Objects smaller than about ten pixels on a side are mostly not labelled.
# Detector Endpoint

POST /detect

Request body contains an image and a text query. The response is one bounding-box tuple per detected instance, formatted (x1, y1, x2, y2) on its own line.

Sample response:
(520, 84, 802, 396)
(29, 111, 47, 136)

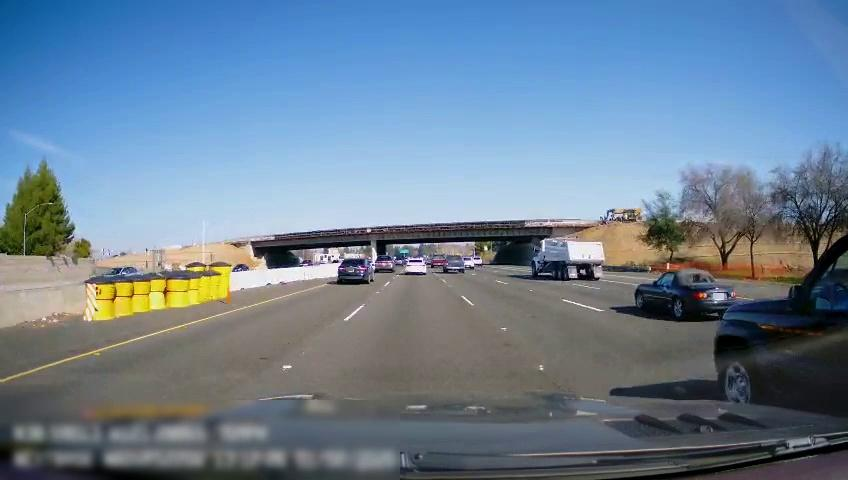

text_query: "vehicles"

(298, 259, 313, 268)
(633, 268, 736, 322)
(528, 237, 606, 282)
(429, 254, 447, 269)
(443, 255, 465, 273)
(459, 256, 475, 270)
(231, 263, 249, 273)
(374, 255, 395, 273)
(337, 257, 375, 285)
(405, 257, 427, 276)
(600, 207, 643, 225)
(471, 255, 483, 268)
(712, 232, 848, 419)
(111, 266, 139, 278)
